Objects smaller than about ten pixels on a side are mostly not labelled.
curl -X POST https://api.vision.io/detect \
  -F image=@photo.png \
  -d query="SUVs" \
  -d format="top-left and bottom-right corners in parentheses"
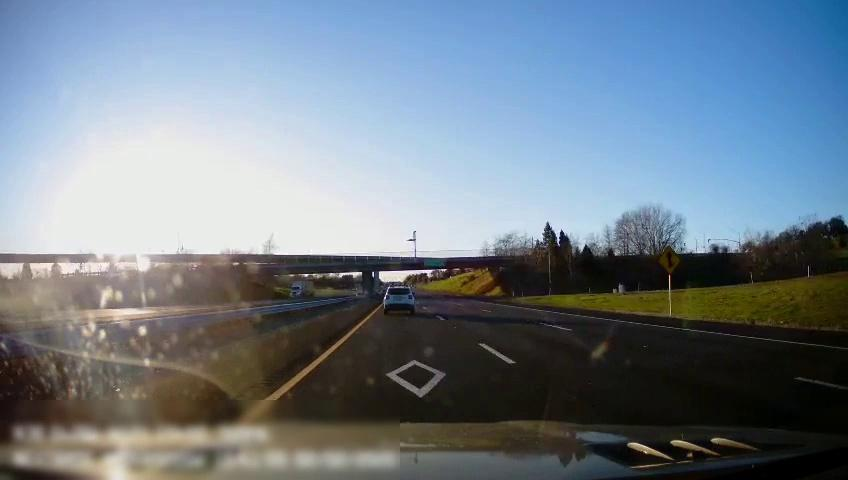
top-left (383, 285), bottom-right (417, 315)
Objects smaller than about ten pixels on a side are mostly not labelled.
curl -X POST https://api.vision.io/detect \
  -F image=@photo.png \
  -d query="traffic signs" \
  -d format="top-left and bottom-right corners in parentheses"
top-left (657, 245), bottom-right (680, 275)
top-left (424, 258), bottom-right (447, 268)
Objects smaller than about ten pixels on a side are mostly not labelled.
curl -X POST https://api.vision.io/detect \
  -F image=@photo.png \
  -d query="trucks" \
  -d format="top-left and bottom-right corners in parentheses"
top-left (289, 280), bottom-right (315, 300)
